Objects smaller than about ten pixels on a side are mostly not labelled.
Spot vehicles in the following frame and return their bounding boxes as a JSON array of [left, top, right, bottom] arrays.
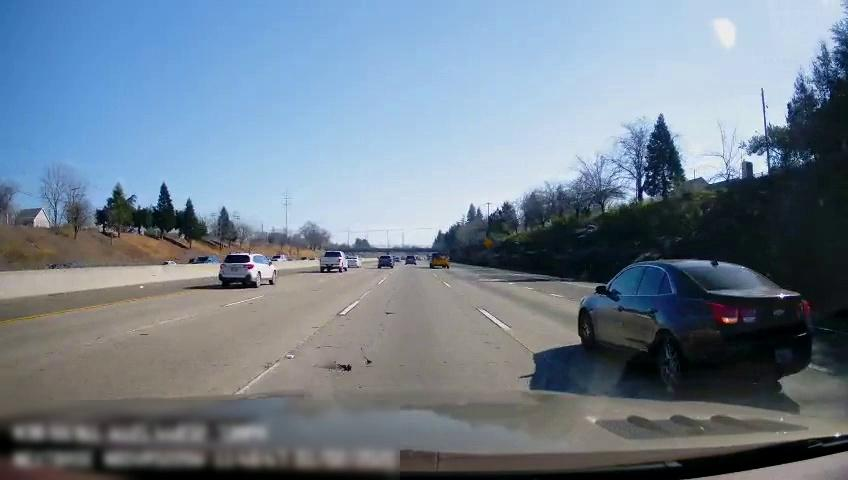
[[161, 261, 177, 265], [192, 256, 219, 265], [347, 255, 361, 268], [270, 255, 288, 262], [577, 259, 818, 389], [428, 256, 451, 270], [377, 254, 394, 269], [405, 255, 418, 265], [319, 250, 350, 273], [218, 253, 279, 290]]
